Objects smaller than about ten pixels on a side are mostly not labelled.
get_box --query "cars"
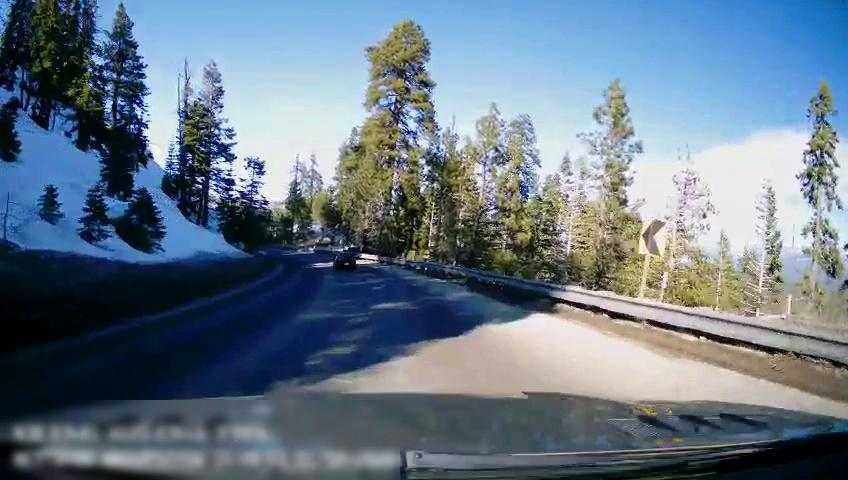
[332,251,358,271]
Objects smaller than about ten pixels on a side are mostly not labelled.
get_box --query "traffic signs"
[638,221,678,258]
[413,235,428,251]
